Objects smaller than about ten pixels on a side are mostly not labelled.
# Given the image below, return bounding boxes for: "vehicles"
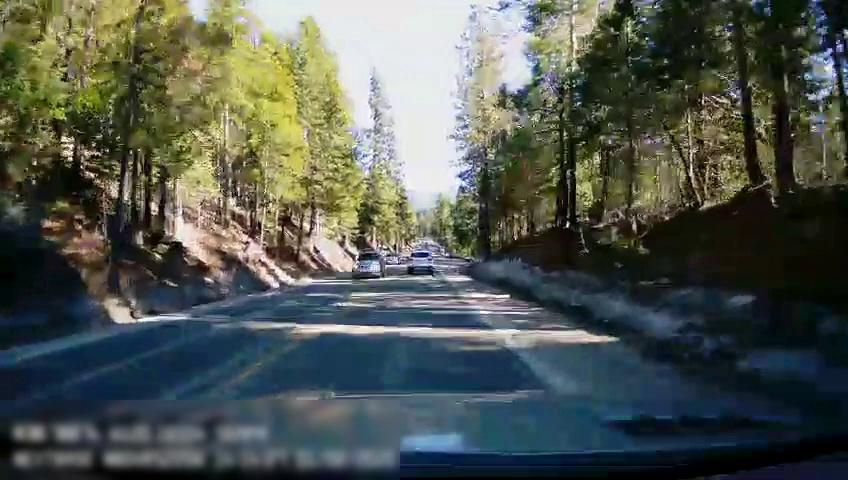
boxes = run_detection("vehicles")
[407,251,434,274]
[383,253,401,266]
[351,252,386,280]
